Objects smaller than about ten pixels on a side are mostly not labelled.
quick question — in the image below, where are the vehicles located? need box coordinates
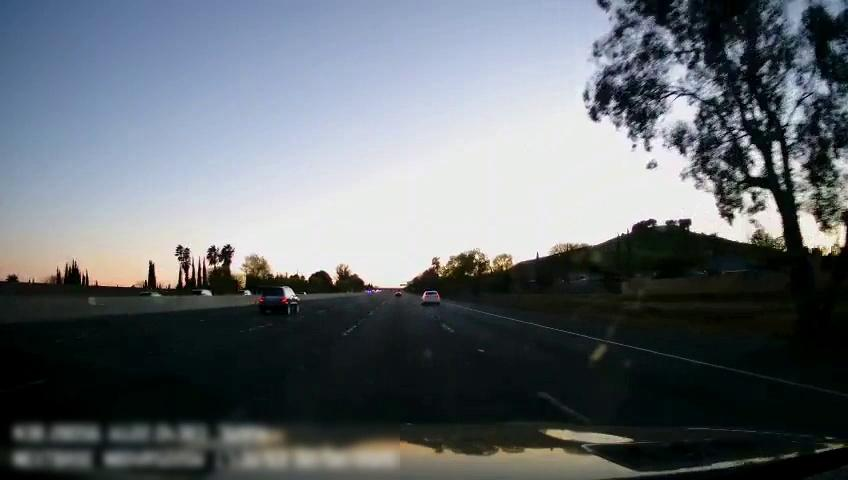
[422,290,440,305]
[139,291,163,297]
[259,286,301,316]
[237,289,252,296]
[190,289,213,297]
